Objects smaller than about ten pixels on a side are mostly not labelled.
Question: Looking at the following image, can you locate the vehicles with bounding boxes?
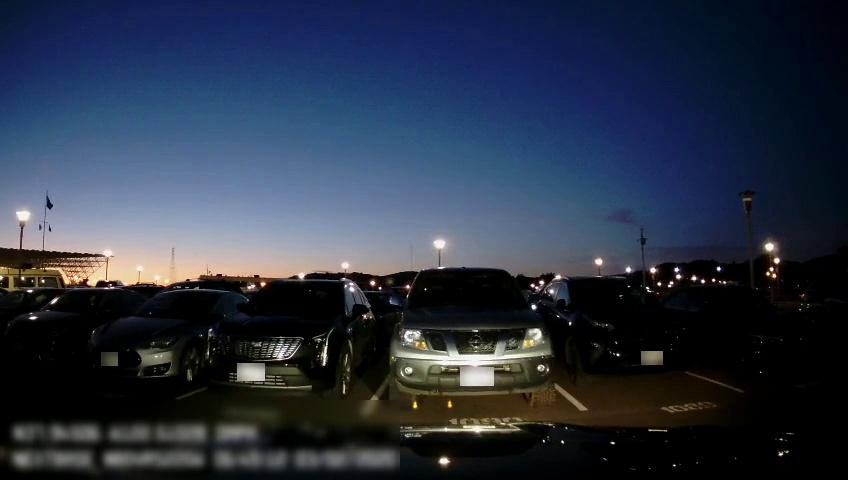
[88,288,249,386]
[0,287,149,363]
[799,272,848,329]
[93,279,126,288]
[200,275,381,401]
[385,265,557,410]
[0,267,71,298]
[0,288,71,334]
[531,275,706,387]
[652,283,827,377]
